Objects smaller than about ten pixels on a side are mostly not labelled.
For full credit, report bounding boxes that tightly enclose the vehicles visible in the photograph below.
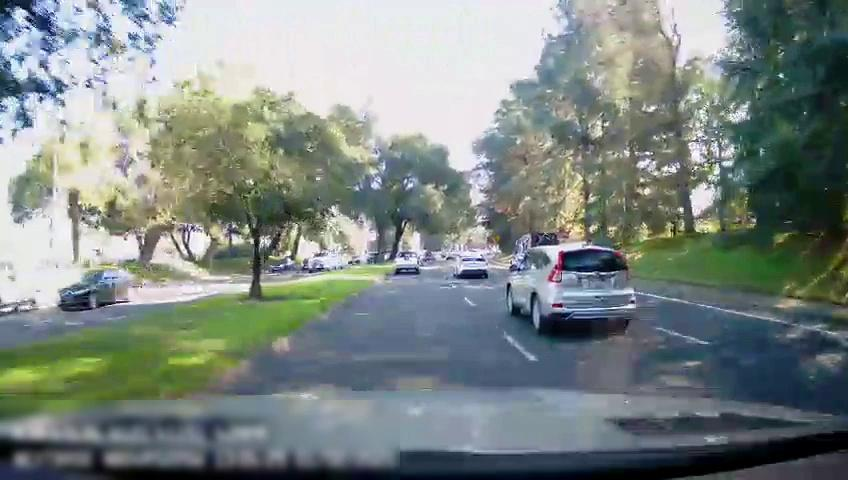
[394,250,419,274]
[56,265,143,313]
[269,256,299,272]
[308,249,349,274]
[445,249,458,260]
[508,230,559,272]
[422,251,433,261]
[350,254,362,265]
[455,251,489,279]
[504,243,637,333]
